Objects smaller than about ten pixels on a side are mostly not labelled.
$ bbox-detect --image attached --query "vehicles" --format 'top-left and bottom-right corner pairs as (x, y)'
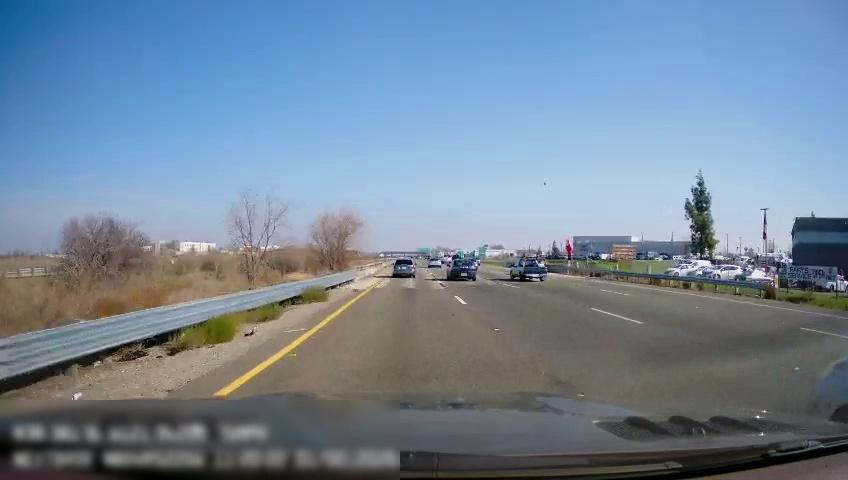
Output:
(509, 252), (547, 282)
(427, 257), (442, 269)
(440, 254), (452, 264)
(810, 354), (848, 425)
(469, 258), (479, 271)
(391, 259), (416, 279)
(446, 258), (477, 281)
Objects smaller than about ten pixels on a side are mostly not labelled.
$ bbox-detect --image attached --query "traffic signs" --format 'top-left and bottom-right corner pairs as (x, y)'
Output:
(416, 247), (431, 254)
